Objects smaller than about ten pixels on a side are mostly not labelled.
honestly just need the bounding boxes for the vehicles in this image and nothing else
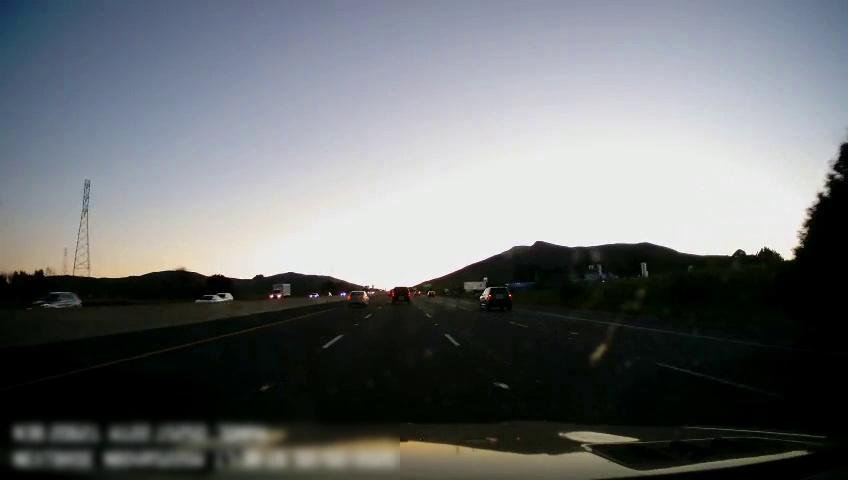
[216,293,234,302]
[269,284,291,300]
[391,286,411,305]
[479,286,512,311]
[309,293,320,298]
[347,290,370,308]
[30,292,82,310]
[194,295,224,303]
